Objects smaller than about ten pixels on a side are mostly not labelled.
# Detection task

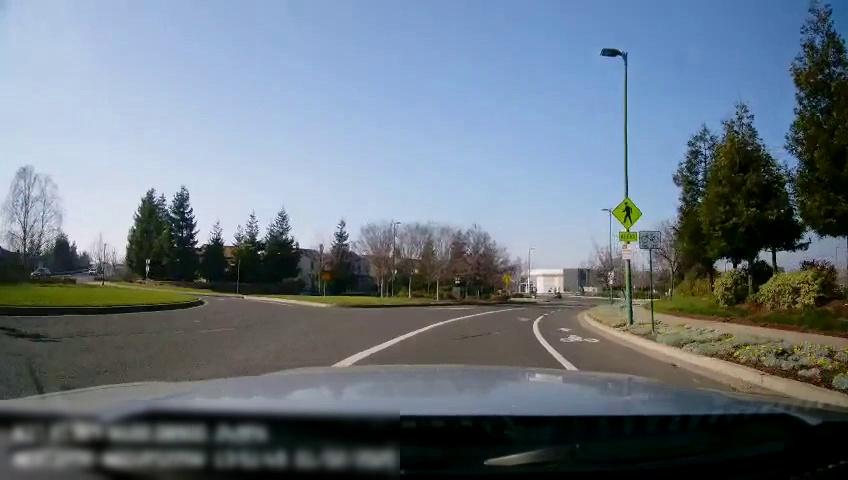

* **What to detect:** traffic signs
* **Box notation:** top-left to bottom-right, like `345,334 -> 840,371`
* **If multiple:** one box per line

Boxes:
639,231 -> 662,251
618,230 -> 636,242
610,196 -> 643,229
501,271 -> 514,287
621,247 -> 633,262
